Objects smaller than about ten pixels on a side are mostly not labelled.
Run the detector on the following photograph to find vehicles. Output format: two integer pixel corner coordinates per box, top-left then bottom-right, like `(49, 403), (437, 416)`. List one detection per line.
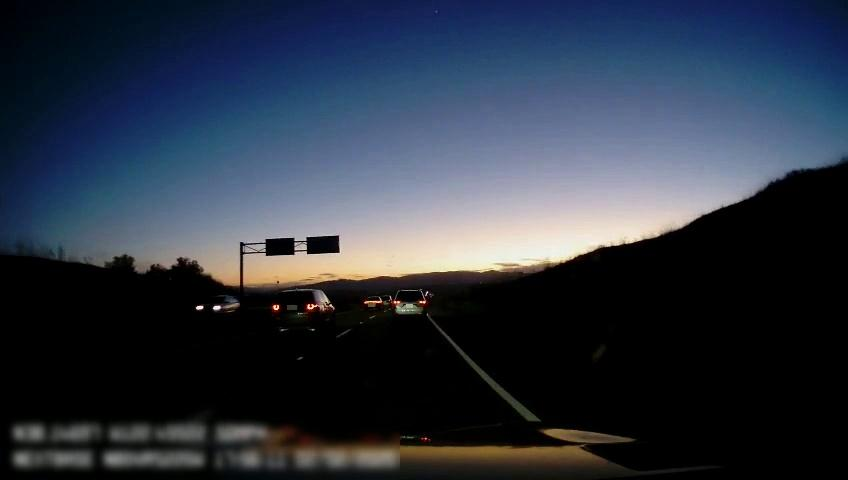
(363, 296), (385, 312)
(380, 295), (393, 308)
(195, 294), (241, 315)
(269, 289), (337, 338)
(393, 289), (427, 323)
